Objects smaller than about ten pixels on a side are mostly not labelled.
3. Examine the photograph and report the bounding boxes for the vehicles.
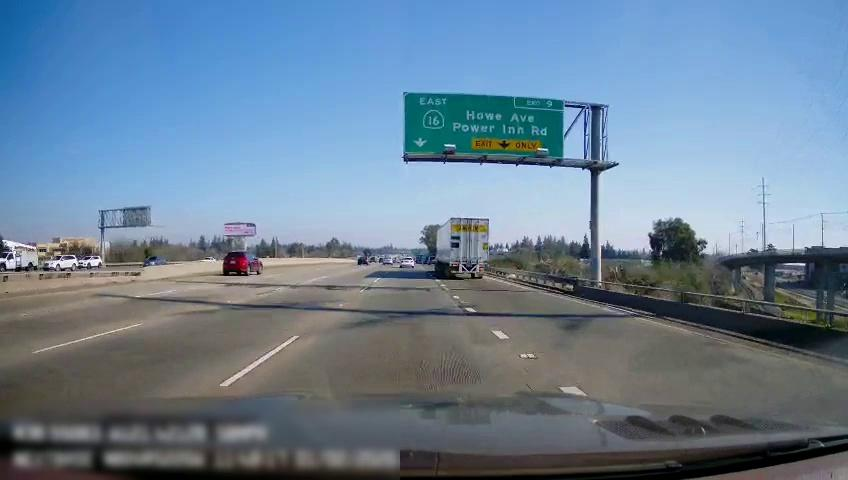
[42,255,79,272]
[399,256,417,269]
[78,256,103,270]
[200,257,217,263]
[143,255,169,267]
[223,250,264,277]
[356,256,371,266]
[434,216,490,280]
[0,252,39,273]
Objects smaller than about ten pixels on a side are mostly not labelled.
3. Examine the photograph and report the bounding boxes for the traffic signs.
[401,92,565,159]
